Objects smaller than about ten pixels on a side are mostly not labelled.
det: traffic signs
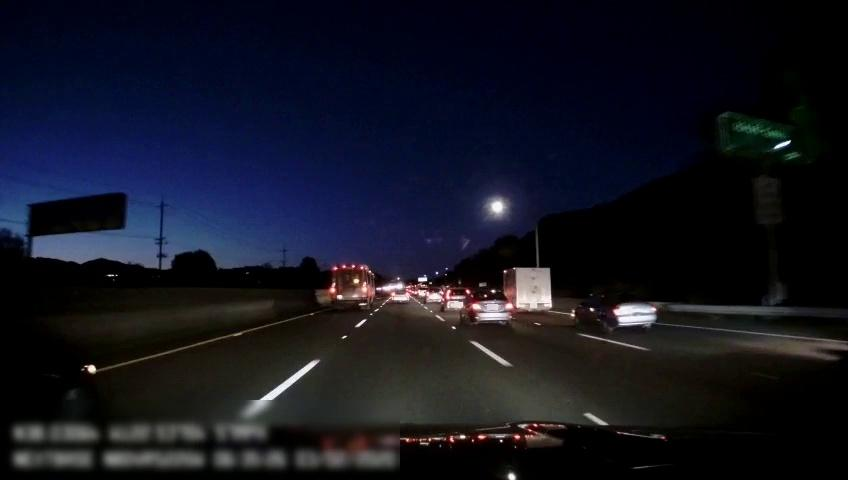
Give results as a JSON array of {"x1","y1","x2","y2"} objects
[
  {"x1": 754, "y1": 177, "x2": 783, "y2": 223},
  {"x1": 722, "y1": 110, "x2": 810, "y2": 164}
]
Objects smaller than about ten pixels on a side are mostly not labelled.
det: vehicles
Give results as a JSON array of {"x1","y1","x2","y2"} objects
[
  {"x1": 327, "y1": 263, "x2": 378, "y2": 313},
  {"x1": 417, "y1": 286, "x2": 430, "y2": 298},
  {"x1": 502, "y1": 266, "x2": 553, "y2": 315},
  {"x1": 440, "y1": 288, "x2": 472, "y2": 312},
  {"x1": 460, "y1": 291, "x2": 513, "y2": 328},
  {"x1": 424, "y1": 287, "x2": 442, "y2": 304},
  {"x1": 575, "y1": 294, "x2": 658, "y2": 332},
  {"x1": 391, "y1": 288, "x2": 410, "y2": 304}
]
